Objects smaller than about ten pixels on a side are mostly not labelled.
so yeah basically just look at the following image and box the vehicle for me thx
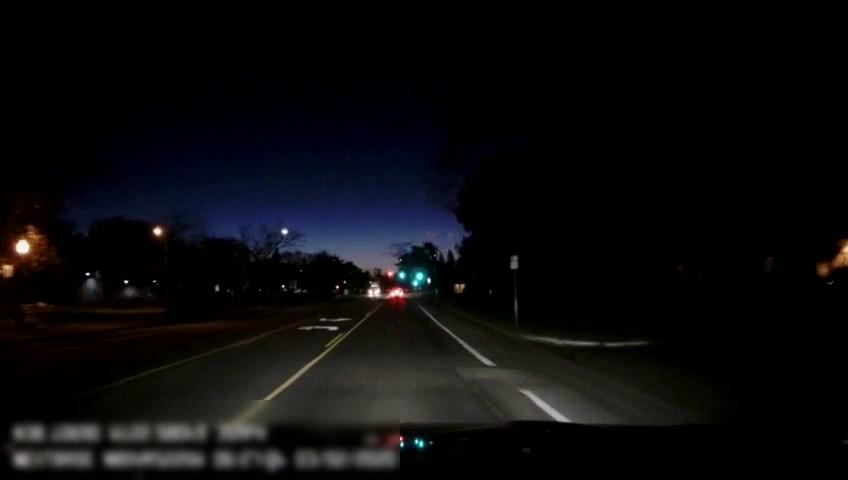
[366,283,384,297]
